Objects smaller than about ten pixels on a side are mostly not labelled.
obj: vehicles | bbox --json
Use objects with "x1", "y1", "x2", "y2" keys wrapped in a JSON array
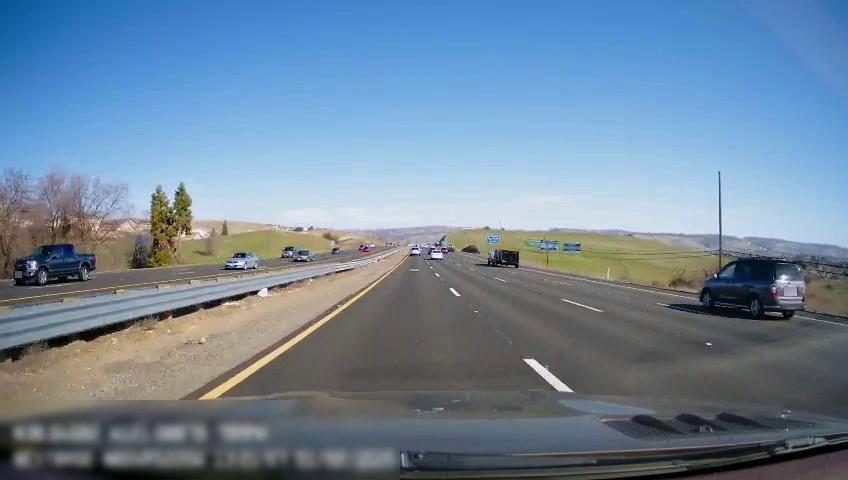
[
  {"x1": 14, "y1": 243, "x2": 97, "y2": 286},
  {"x1": 331, "y1": 248, "x2": 344, "y2": 255},
  {"x1": 698, "y1": 260, "x2": 807, "y2": 319},
  {"x1": 496, "y1": 250, "x2": 520, "y2": 268},
  {"x1": 430, "y1": 249, "x2": 443, "y2": 260},
  {"x1": 293, "y1": 251, "x2": 315, "y2": 262},
  {"x1": 409, "y1": 246, "x2": 421, "y2": 257},
  {"x1": 224, "y1": 253, "x2": 258, "y2": 269},
  {"x1": 281, "y1": 246, "x2": 298, "y2": 258},
  {"x1": 488, "y1": 249, "x2": 495, "y2": 266}
]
